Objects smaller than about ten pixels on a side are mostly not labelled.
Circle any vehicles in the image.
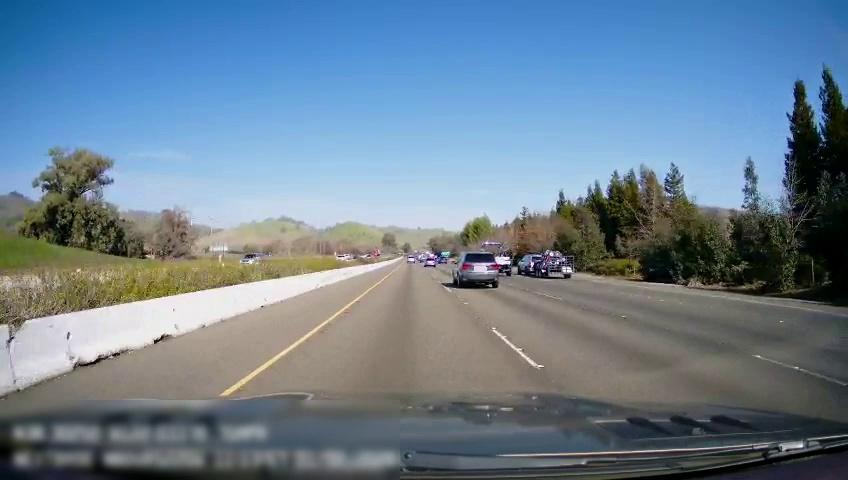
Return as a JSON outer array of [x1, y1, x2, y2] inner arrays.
[[516, 254, 544, 276], [451, 250, 500, 289], [479, 241, 514, 277], [239, 253, 263, 265], [532, 248, 573, 280], [437, 256, 448, 264], [335, 255, 348, 261], [423, 256, 437, 268]]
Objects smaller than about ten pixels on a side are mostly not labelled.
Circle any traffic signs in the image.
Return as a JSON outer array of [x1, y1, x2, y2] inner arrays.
[[440, 251, 451, 257]]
